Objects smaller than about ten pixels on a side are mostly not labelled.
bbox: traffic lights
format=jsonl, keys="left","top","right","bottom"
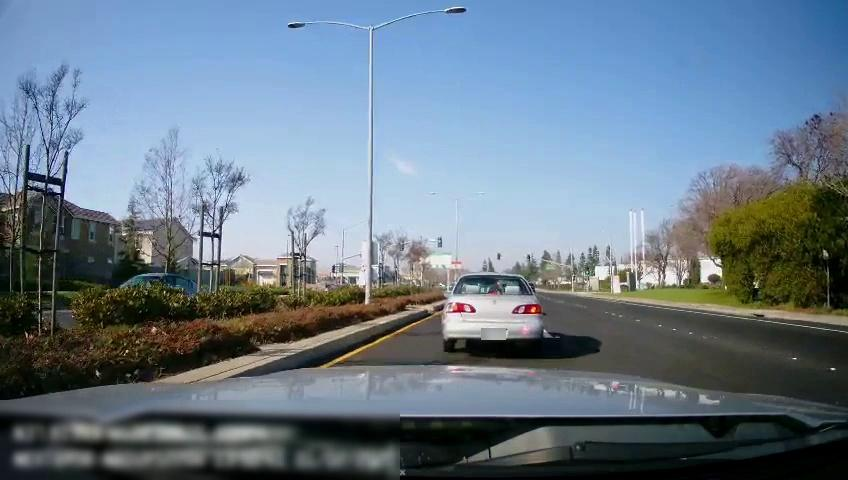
{"left": 400, "top": 241, "right": 405, "bottom": 252}
{"left": 437, "top": 237, "right": 443, "bottom": 248}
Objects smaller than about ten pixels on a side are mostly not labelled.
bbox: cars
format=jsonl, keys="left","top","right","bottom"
{"left": 119, "top": 272, "right": 193, "bottom": 295}
{"left": 440, "top": 273, "right": 543, "bottom": 354}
